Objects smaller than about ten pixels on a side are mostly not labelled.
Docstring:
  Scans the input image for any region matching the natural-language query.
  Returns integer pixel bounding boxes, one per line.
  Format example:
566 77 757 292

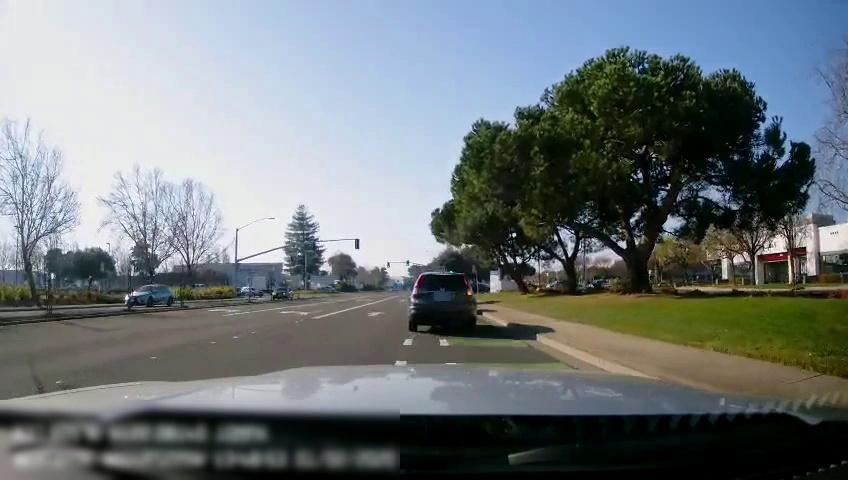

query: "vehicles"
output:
124 285 175 308
272 287 289 299
408 272 477 332
241 287 263 297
